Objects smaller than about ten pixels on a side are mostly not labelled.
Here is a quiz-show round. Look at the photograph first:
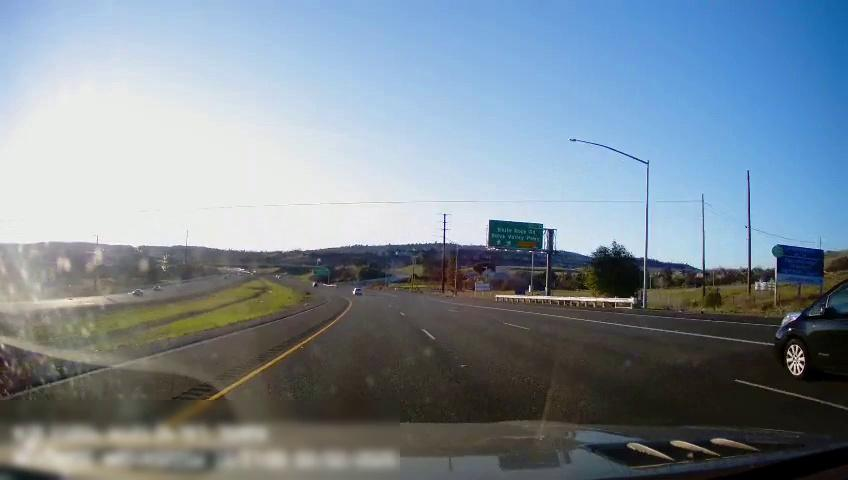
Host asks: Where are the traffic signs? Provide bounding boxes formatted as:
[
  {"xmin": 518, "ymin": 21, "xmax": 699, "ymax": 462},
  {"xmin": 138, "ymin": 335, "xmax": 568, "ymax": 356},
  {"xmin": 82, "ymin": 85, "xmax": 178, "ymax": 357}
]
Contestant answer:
[{"xmin": 487, "ymin": 219, "xmax": 545, "ymax": 251}]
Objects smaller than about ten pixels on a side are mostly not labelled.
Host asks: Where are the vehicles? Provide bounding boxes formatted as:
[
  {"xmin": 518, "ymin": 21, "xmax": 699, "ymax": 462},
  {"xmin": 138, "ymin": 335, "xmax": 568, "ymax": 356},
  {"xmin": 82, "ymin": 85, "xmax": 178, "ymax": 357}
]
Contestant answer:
[
  {"xmin": 774, "ymin": 279, "xmax": 848, "ymax": 379},
  {"xmin": 131, "ymin": 288, "xmax": 144, "ymax": 296},
  {"xmin": 352, "ymin": 287, "xmax": 363, "ymax": 296}
]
